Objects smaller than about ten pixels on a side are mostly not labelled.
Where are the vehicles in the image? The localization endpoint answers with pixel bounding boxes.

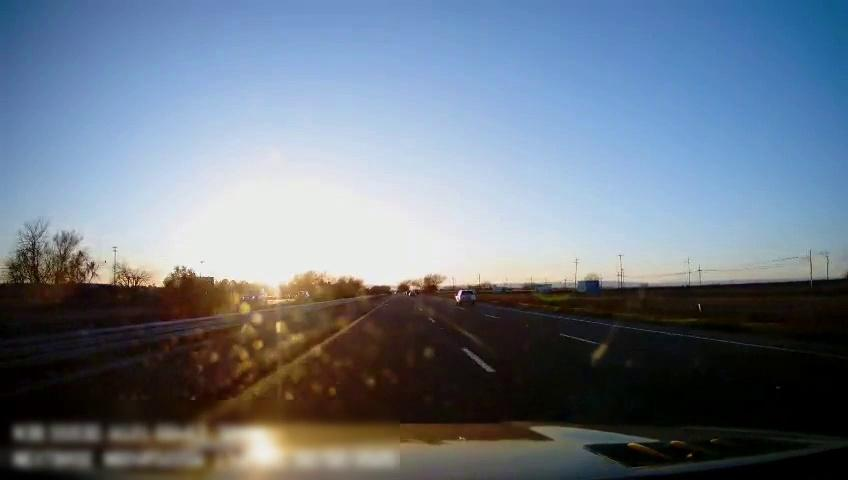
[239,289,267,306]
[286,288,311,303]
[455,289,477,305]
